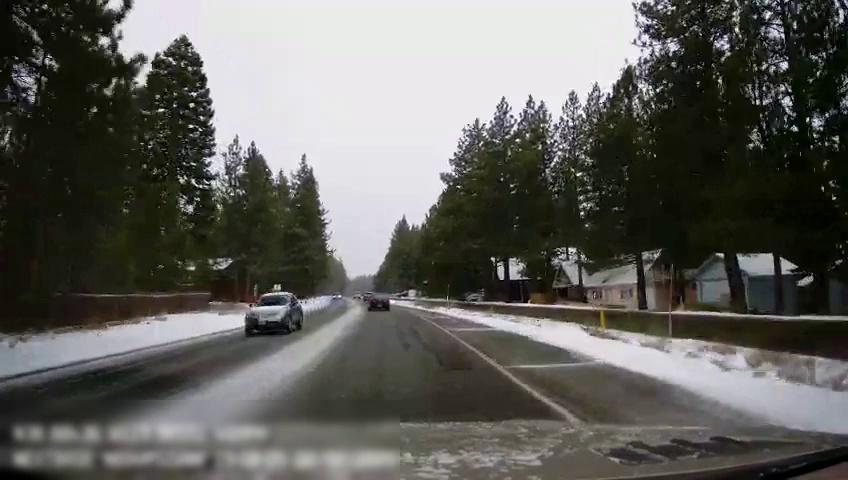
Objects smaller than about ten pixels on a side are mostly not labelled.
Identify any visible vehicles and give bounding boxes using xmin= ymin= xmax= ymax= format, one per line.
xmin=395 ymin=290 xmax=409 ymax=298
xmin=466 ymin=293 xmax=485 ymax=303
xmin=363 ymin=291 xmax=374 ymax=302
xmin=332 ymin=291 xmax=343 ymax=301
xmin=367 ymin=293 xmax=390 ymax=312
xmin=244 ymin=292 xmax=304 ymax=337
